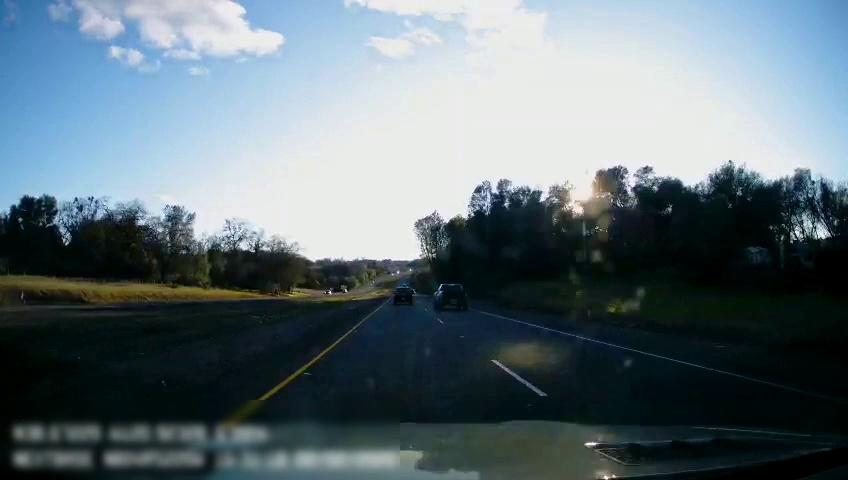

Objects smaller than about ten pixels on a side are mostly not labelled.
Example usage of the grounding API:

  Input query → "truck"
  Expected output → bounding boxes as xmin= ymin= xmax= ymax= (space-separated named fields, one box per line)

xmin=433 ymin=283 xmax=471 ymax=312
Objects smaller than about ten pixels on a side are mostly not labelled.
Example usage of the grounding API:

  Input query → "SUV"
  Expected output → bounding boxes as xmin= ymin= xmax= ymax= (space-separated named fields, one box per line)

xmin=393 ymin=286 xmax=413 ymax=306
